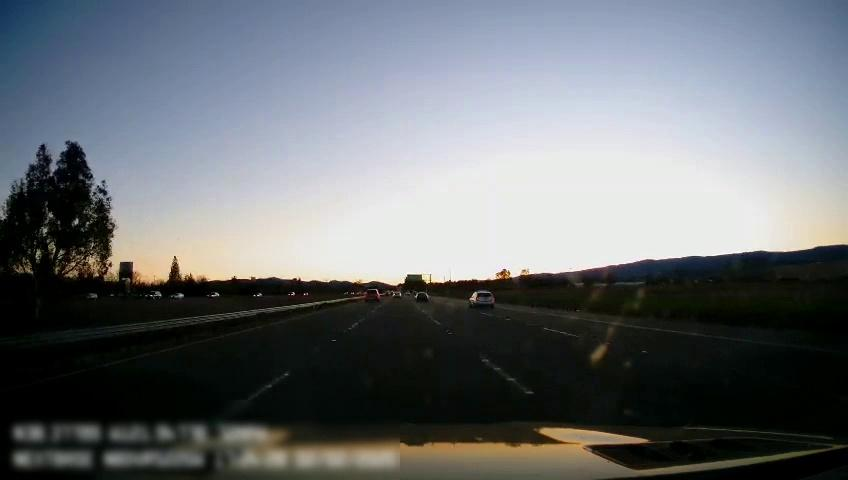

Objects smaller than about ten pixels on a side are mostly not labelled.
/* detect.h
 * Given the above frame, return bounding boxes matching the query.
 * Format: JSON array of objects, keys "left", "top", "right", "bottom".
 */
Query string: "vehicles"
[
  {"left": 145, "top": 291, "right": 162, "bottom": 300},
  {"left": 468, "top": 291, "right": 495, "bottom": 310},
  {"left": 206, "top": 292, "right": 220, "bottom": 299},
  {"left": 414, "top": 292, "right": 430, "bottom": 303},
  {"left": 171, "top": 293, "right": 185, "bottom": 299},
  {"left": 392, "top": 291, "right": 402, "bottom": 300},
  {"left": 253, "top": 292, "right": 263, "bottom": 297},
  {"left": 364, "top": 289, "right": 380, "bottom": 303}
]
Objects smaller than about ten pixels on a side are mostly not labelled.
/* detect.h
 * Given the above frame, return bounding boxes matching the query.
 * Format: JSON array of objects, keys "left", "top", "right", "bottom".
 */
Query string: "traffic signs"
[{"left": 406, "top": 273, "right": 422, "bottom": 281}]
